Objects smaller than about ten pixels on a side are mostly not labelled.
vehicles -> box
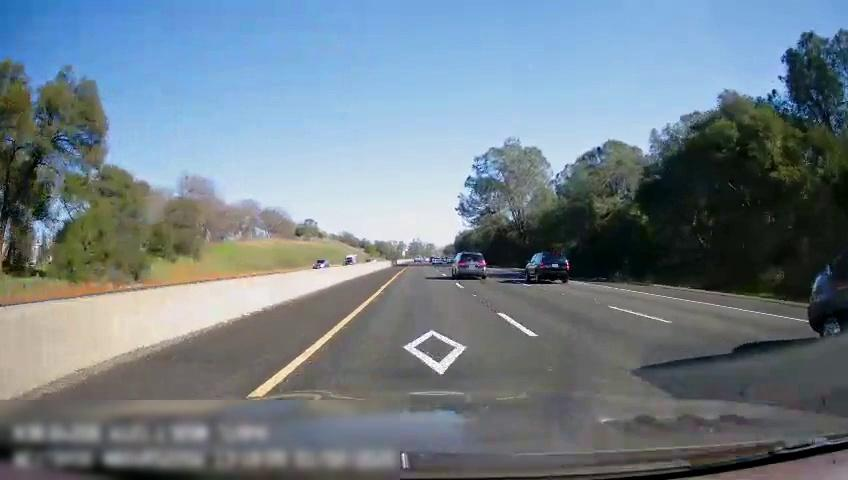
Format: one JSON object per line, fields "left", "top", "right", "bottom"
{"left": 451, "top": 252, "right": 487, "bottom": 281}
{"left": 431, "top": 257, "right": 442, "bottom": 266}
{"left": 523, "top": 251, "right": 570, "bottom": 284}
{"left": 312, "top": 259, "right": 328, "bottom": 270}
{"left": 344, "top": 255, "right": 356, "bottom": 266}
{"left": 808, "top": 249, "right": 848, "bottom": 338}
